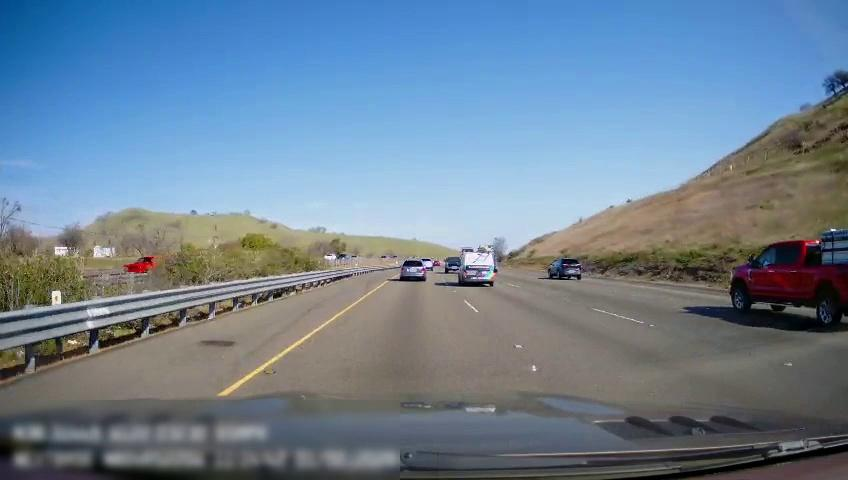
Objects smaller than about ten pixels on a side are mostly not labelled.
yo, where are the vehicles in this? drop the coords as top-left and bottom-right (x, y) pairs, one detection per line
(334, 253), (353, 261)
(122, 255), (162, 273)
(444, 255), (464, 274)
(400, 259), (427, 281)
(460, 248), (474, 255)
(548, 257), (583, 280)
(323, 253), (337, 261)
(457, 245), (498, 287)
(419, 257), (434, 272)
(727, 227), (848, 329)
